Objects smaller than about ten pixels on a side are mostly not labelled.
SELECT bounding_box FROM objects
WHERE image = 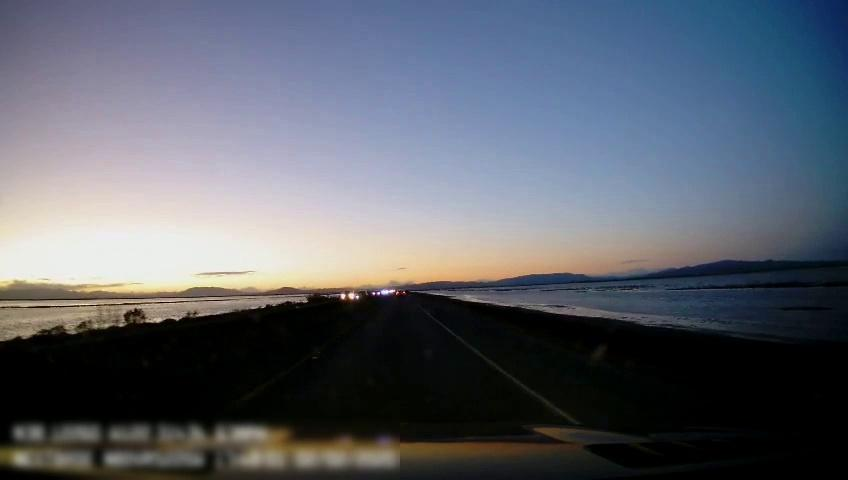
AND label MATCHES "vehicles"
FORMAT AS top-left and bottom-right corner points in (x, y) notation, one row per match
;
(395, 289), (406, 297)
(339, 290), (359, 303)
